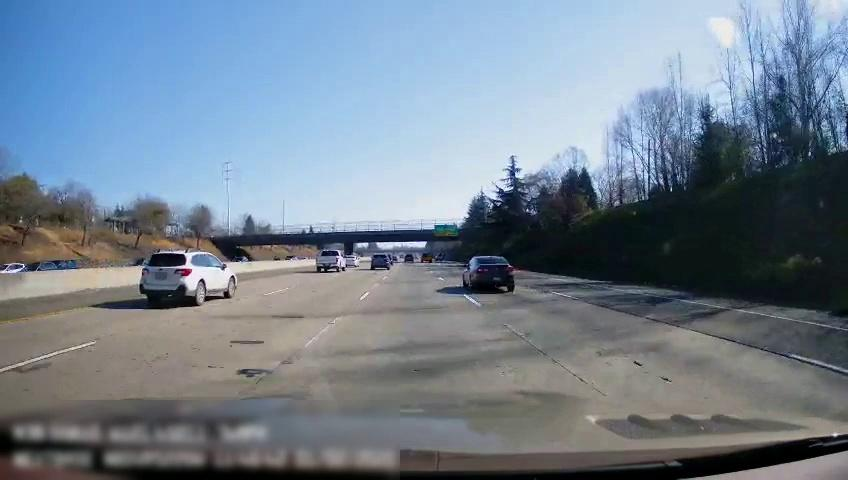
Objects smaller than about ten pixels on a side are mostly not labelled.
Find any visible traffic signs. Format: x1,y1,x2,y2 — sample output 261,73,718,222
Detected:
433,224,459,237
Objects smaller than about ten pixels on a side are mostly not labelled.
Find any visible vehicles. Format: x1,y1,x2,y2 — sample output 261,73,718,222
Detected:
0,263,25,273
315,249,347,273
461,255,514,293
137,251,239,309
230,255,249,263
369,252,391,271
18,261,56,273
47,259,80,271
345,255,360,269
421,255,433,264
